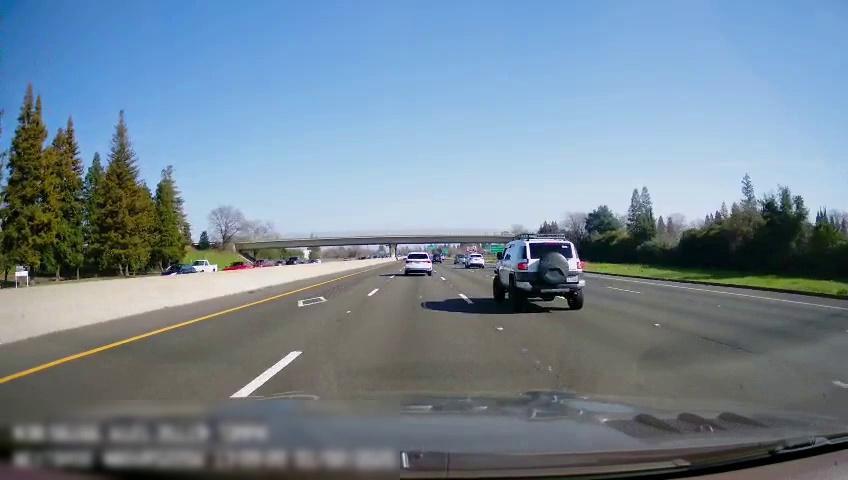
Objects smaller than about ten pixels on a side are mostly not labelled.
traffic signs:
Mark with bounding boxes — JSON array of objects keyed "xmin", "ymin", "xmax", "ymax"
[{"xmin": 489, "ymin": 244, "xmax": 505, "ymax": 254}]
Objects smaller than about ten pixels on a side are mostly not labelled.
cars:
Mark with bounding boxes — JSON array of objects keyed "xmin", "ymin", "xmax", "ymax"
[
  {"xmin": 223, "ymin": 260, "xmax": 253, "ymax": 272},
  {"xmin": 161, "ymin": 264, "xmax": 193, "ymax": 276}
]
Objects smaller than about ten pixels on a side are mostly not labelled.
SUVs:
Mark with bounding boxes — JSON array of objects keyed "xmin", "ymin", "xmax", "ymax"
[
  {"xmin": 453, "ymin": 254, "xmax": 466, "ymax": 266},
  {"xmin": 403, "ymin": 251, "xmax": 432, "ymax": 277},
  {"xmin": 491, "ymin": 237, "xmax": 587, "ymax": 313},
  {"xmin": 464, "ymin": 254, "xmax": 483, "ymax": 270},
  {"xmin": 431, "ymin": 253, "xmax": 443, "ymax": 264}
]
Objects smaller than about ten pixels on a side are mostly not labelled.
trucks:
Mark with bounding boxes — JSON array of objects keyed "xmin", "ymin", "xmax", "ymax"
[
  {"xmin": 285, "ymin": 256, "xmax": 305, "ymax": 266},
  {"xmin": 191, "ymin": 260, "xmax": 218, "ymax": 274}
]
